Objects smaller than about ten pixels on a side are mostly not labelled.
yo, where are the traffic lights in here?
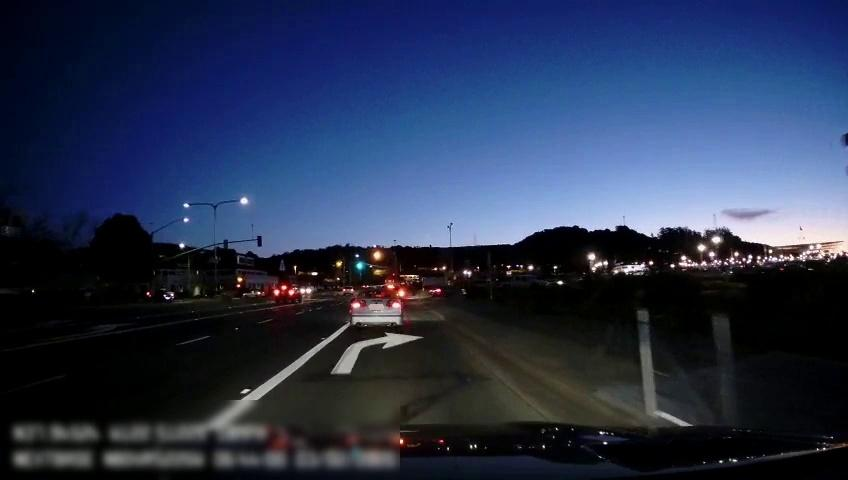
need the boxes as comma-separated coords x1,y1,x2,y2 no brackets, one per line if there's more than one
357,262,363,275
256,236,262,247
223,239,228,250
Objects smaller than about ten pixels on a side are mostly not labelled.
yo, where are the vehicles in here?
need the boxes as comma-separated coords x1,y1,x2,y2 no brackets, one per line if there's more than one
273,282,303,305
242,290,266,301
342,285,354,296
429,284,459,298
381,282,406,300
350,286,405,328
146,287,176,304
